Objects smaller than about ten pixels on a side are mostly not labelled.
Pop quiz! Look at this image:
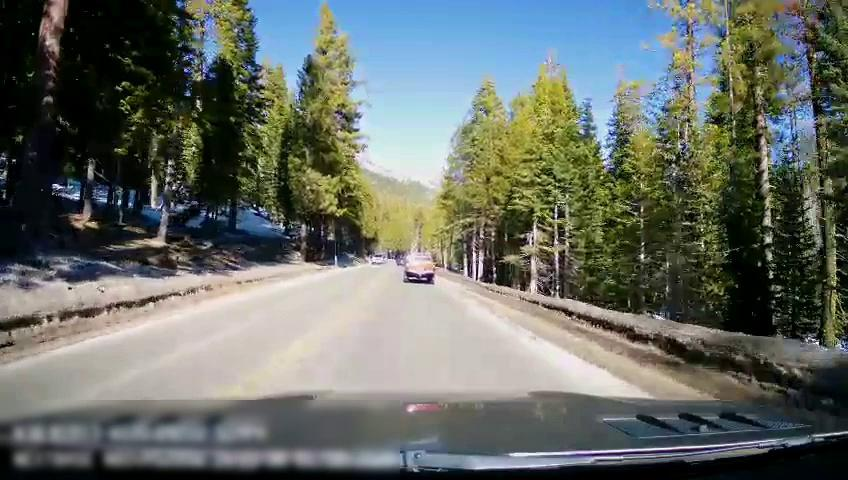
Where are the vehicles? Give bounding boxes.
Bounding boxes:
[371,254,385,265]
[402,252,435,284]
[396,255,409,266]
